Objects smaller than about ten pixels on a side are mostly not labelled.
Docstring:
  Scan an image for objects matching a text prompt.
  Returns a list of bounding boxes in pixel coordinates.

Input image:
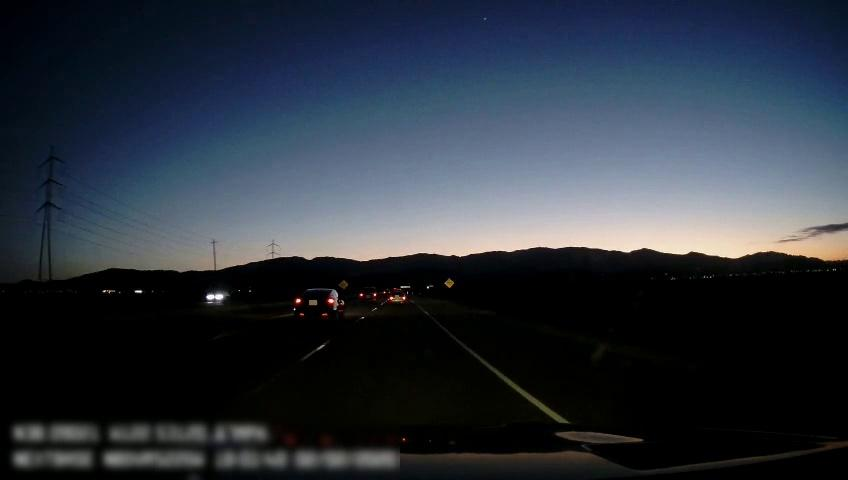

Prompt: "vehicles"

[358,288,379,303]
[292,289,346,329]
[387,287,406,302]
[204,289,230,304]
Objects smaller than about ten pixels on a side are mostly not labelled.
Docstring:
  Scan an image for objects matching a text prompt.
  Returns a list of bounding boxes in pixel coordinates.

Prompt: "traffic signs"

[443,276,455,289]
[338,280,349,290]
